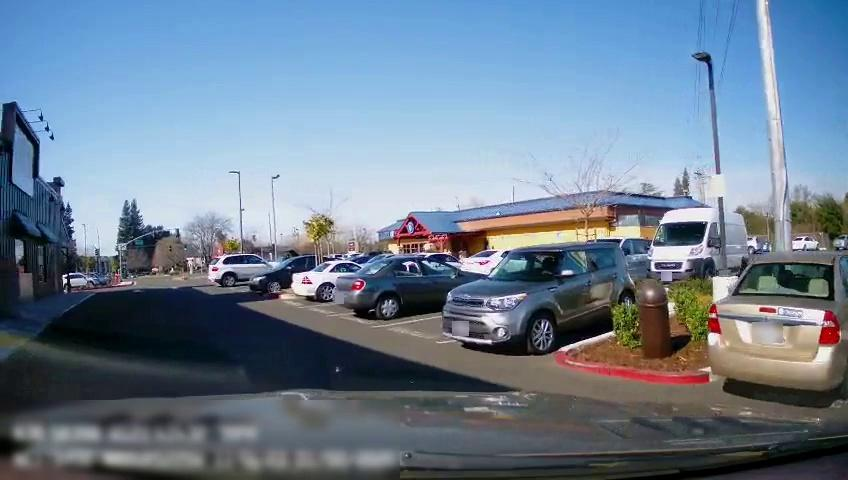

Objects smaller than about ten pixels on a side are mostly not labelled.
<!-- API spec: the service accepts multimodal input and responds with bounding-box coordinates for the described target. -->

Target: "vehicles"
[290,260,365,304]
[706,250,848,401]
[207,253,274,288]
[359,253,400,268]
[461,248,506,274]
[647,207,749,280]
[334,250,385,266]
[408,252,463,271]
[247,255,328,295]
[746,237,761,254]
[791,236,821,252]
[440,241,638,356]
[61,272,96,290]
[331,256,488,321]
[585,238,653,283]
